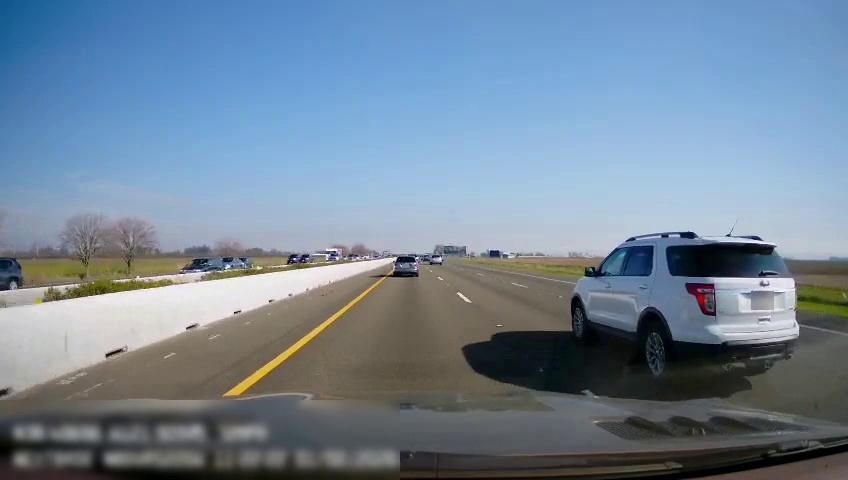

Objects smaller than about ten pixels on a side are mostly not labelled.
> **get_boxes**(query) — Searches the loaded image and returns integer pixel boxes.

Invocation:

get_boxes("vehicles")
[327,252,343,262]
[298,253,315,264]
[429,254,443,266]
[0,256,25,292]
[393,255,420,278]
[237,256,255,270]
[568,230,801,388]
[325,248,343,262]
[178,257,226,275]
[286,253,303,265]
[221,256,244,271]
